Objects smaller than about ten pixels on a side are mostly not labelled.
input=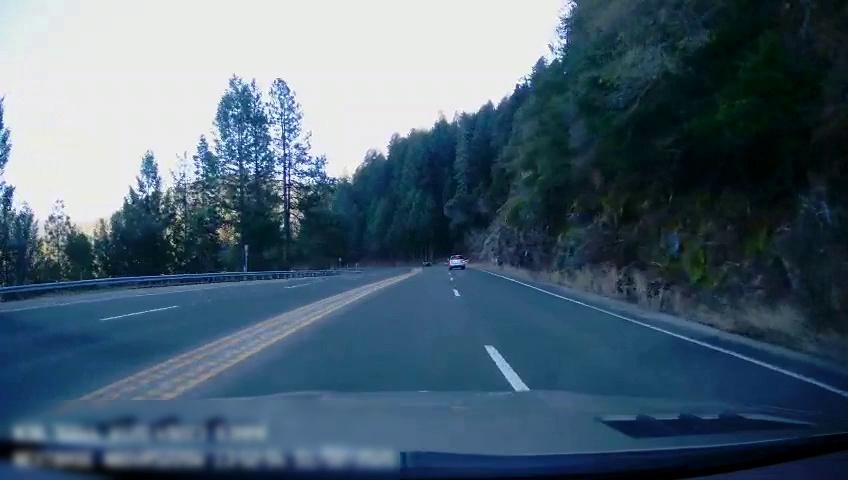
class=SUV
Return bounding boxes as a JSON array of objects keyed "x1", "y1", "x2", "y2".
[{"x1": 447, "y1": 254, "x2": 466, "y2": 270}]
